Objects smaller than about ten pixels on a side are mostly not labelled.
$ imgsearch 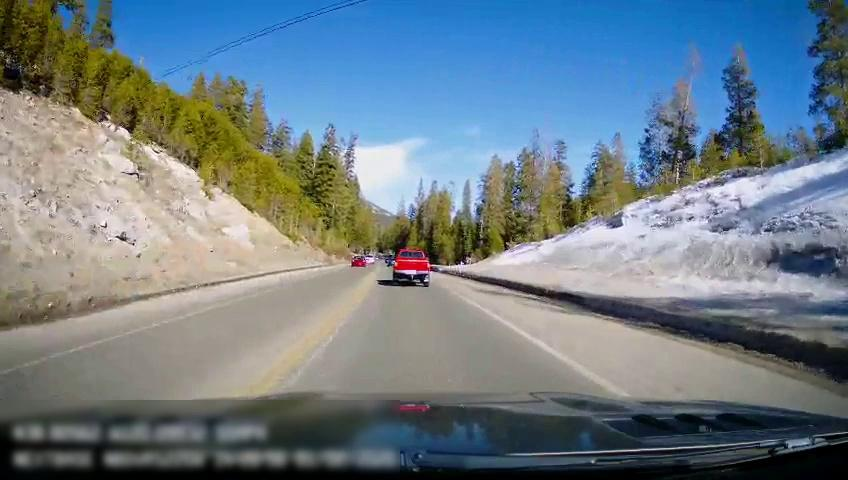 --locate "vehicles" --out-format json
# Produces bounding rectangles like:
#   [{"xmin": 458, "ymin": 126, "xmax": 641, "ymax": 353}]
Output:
[
  {"xmin": 351, "ymin": 255, "xmax": 367, "ymax": 267},
  {"xmin": 362, "ymin": 255, "xmax": 376, "ymax": 264},
  {"xmin": 386, "ymin": 256, "xmax": 398, "ymax": 268},
  {"xmin": 391, "ymin": 249, "xmax": 431, "ymax": 288}
]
